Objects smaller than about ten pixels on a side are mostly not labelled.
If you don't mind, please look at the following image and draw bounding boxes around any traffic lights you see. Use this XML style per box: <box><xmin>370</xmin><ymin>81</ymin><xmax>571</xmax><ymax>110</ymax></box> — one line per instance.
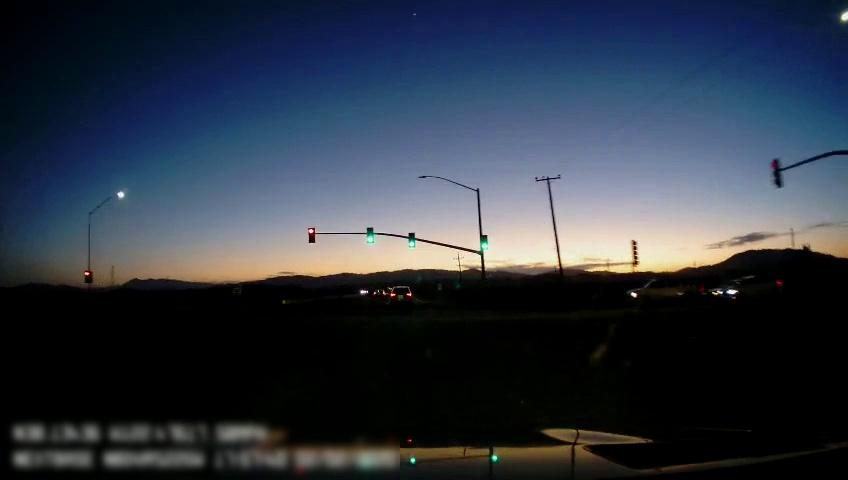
<box><xmin>84</xmin><ymin>270</ymin><xmax>93</xmax><ymax>284</ymax></box>
<box><xmin>366</xmin><ymin>227</ymin><xmax>375</xmax><ymax>244</ymax></box>
<box><xmin>480</xmin><ymin>234</ymin><xmax>489</xmax><ymax>250</ymax></box>
<box><xmin>772</xmin><ymin>159</ymin><xmax>781</xmax><ymax>186</ymax></box>
<box><xmin>308</xmin><ymin>227</ymin><xmax>316</xmax><ymax>244</ymax></box>
<box><xmin>408</xmin><ymin>232</ymin><xmax>416</xmax><ymax>248</ymax></box>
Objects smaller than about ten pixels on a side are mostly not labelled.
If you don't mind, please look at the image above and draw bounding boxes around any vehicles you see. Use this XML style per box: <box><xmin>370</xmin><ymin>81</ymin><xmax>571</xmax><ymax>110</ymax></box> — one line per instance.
<box><xmin>373</xmin><ymin>288</ymin><xmax>386</xmax><ymax>299</ymax></box>
<box><xmin>712</xmin><ymin>274</ymin><xmax>782</xmax><ymax>301</ymax></box>
<box><xmin>389</xmin><ymin>285</ymin><xmax>413</xmax><ymax>307</ymax></box>
<box><xmin>630</xmin><ymin>278</ymin><xmax>705</xmax><ymax>303</ymax></box>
